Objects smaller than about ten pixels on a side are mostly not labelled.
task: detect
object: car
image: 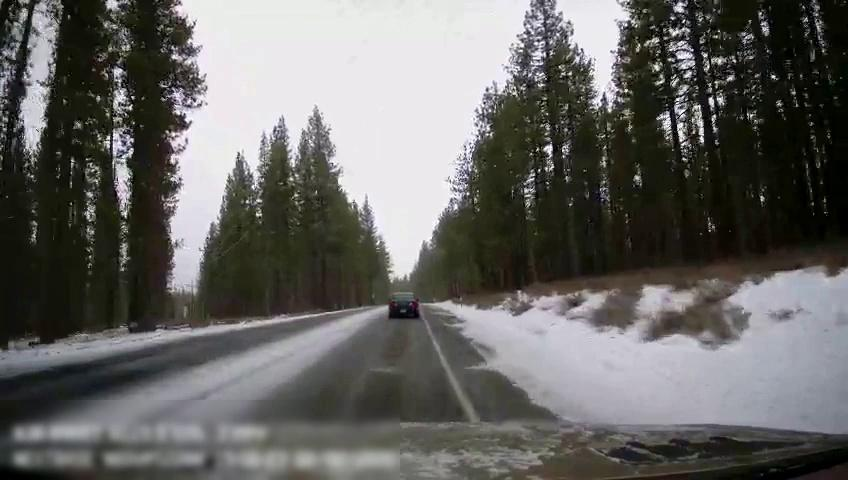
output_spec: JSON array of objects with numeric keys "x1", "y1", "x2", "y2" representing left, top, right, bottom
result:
[{"x1": 388, "y1": 293, "x2": 421, "y2": 318}]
